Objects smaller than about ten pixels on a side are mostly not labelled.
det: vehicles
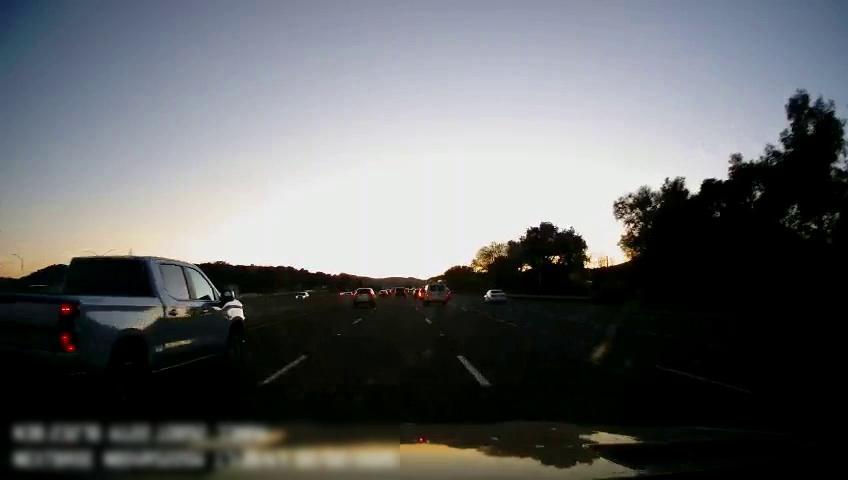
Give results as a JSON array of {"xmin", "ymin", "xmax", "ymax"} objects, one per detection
[
  {"xmin": 394, "ymin": 286, "xmax": 406, "ymax": 298},
  {"xmin": 422, "ymin": 283, "xmax": 448, "ymax": 306},
  {"xmin": 295, "ymin": 291, "xmax": 310, "ymax": 300},
  {"xmin": 378, "ymin": 289, "xmax": 389, "ymax": 298},
  {"xmin": 0, "ymin": 255, "xmax": 246, "ymax": 399},
  {"xmin": 353, "ymin": 288, "xmax": 377, "ymax": 308},
  {"xmin": 483, "ymin": 289, "xmax": 506, "ymax": 303},
  {"xmin": 417, "ymin": 288, "xmax": 424, "ymax": 299}
]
